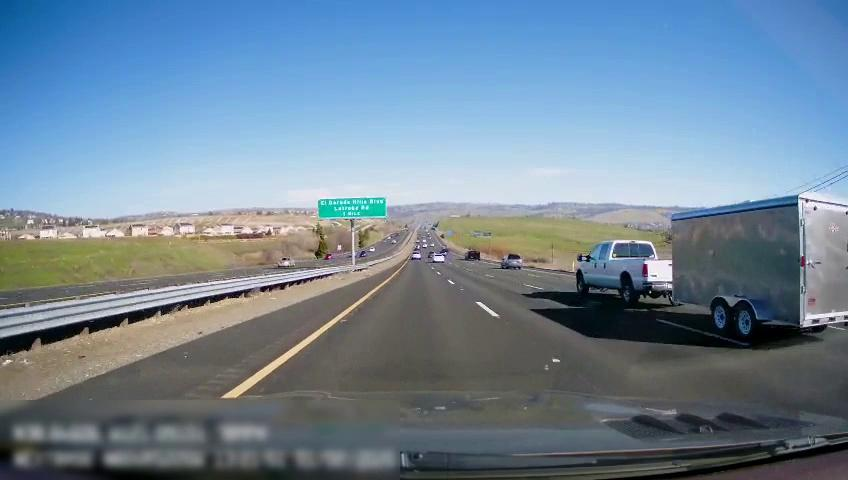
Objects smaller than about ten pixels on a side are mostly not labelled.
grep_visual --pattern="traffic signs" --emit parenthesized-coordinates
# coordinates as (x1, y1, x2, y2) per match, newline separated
(317, 196, 388, 220)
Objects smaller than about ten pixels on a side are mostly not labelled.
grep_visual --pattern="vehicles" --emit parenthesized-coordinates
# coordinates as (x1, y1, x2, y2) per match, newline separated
(432, 253, 445, 263)
(575, 239, 671, 305)
(278, 256, 295, 267)
(670, 193, 848, 336)
(501, 253, 523, 268)
(468, 250, 481, 260)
